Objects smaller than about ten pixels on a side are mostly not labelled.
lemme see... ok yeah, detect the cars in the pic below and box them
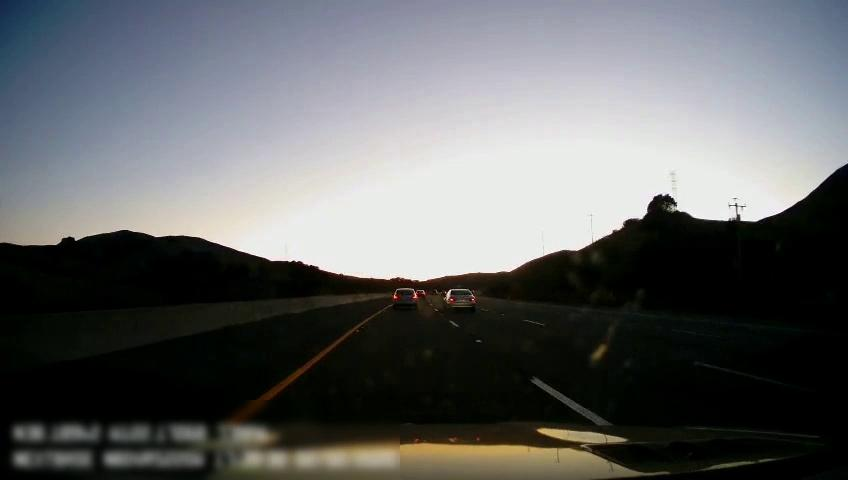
[392,288,418,309]
[443,289,476,313]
